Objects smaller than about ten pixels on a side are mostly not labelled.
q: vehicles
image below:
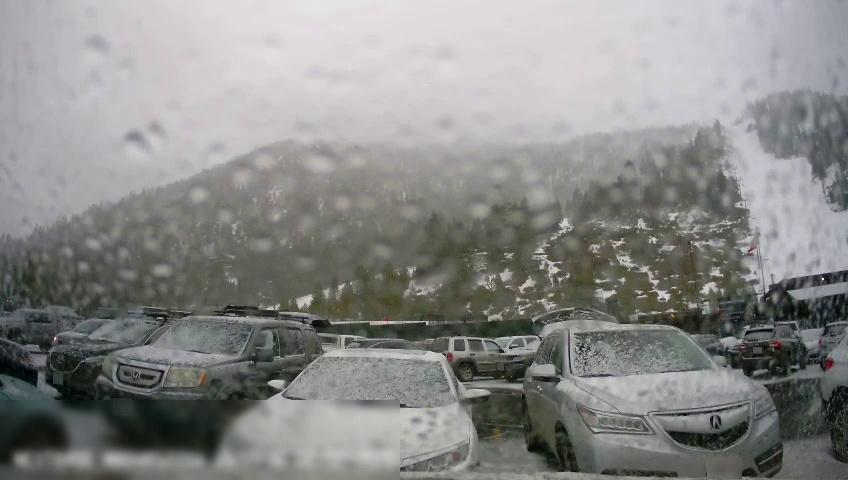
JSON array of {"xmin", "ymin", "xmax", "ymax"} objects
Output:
[
  {"xmin": 503, "ymin": 321, "xmax": 564, "ymax": 384},
  {"xmin": 798, "ymin": 328, "xmax": 823, "ymax": 366},
  {"xmin": 343, "ymin": 337, "xmax": 425, "ymax": 351},
  {"xmin": 493, "ymin": 335, "xmax": 538, "ymax": 352},
  {"xmin": 317, "ymin": 333, "xmax": 365, "ymax": 352},
  {"xmin": 0, "ymin": 373, "xmax": 70, "ymax": 468},
  {"xmin": 216, "ymin": 348, "xmax": 492, "ymax": 473},
  {"xmin": 740, "ymin": 326, "xmax": 809, "ymax": 378},
  {"xmin": 520, "ymin": 321, "xmax": 783, "ymax": 480},
  {"xmin": 429, "ymin": 336, "xmax": 507, "ymax": 382},
  {"xmin": 728, "ymin": 340, "xmax": 743, "ymax": 370},
  {"xmin": 820, "ymin": 335, "xmax": 848, "ymax": 464},
  {"xmin": 95, "ymin": 316, "xmax": 324, "ymax": 461},
  {"xmin": 818, "ymin": 321, "xmax": 848, "ymax": 370},
  {"xmin": 718, "ymin": 336, "xmax": 740, "ymax": 347},
  {"xmin": 52, "ymin": 318, "xmax": 113, "ymax": 347},
  {"xmin": 688, "ymin": 334, "xmax": 726, "ymax": 356},
  {"xmin": 44, "ymin": 317, "xmax": 169, "ymax": 412},
  {"xmin": 0, "ymin": 337, "xmax": 40, "ymax": 388},
  {"xmin": 0, "ymin": 308, "xmax": 77, "ymax": 355}
]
